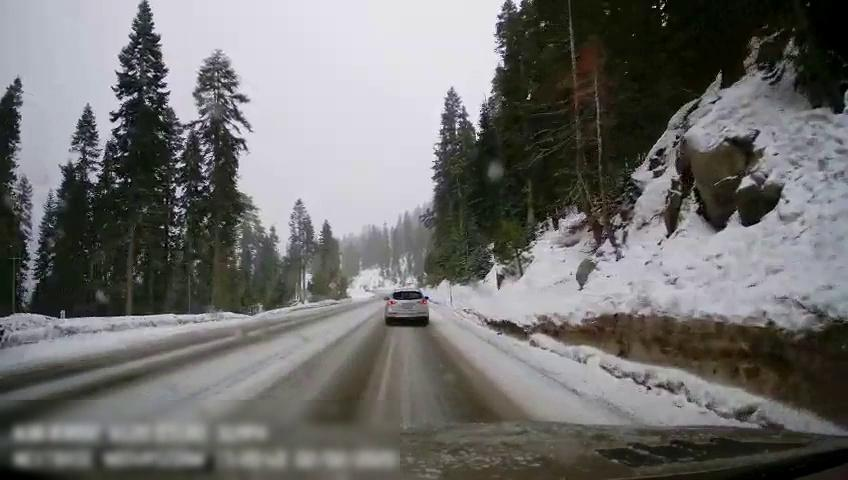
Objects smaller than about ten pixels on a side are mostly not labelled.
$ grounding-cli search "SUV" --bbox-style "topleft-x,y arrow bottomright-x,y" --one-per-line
382,288 -> 431,327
